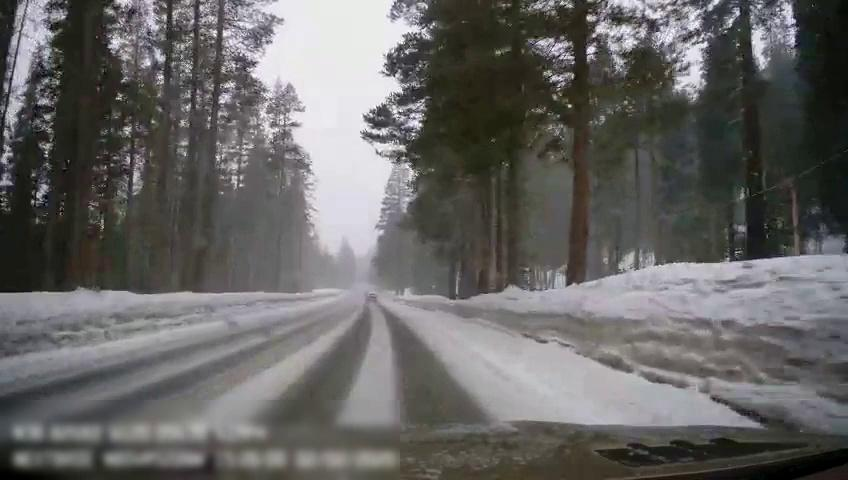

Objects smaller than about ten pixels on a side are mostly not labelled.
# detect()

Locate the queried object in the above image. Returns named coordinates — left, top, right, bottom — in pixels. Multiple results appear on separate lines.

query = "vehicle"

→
left=365, top=290, right=378, bottom=303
